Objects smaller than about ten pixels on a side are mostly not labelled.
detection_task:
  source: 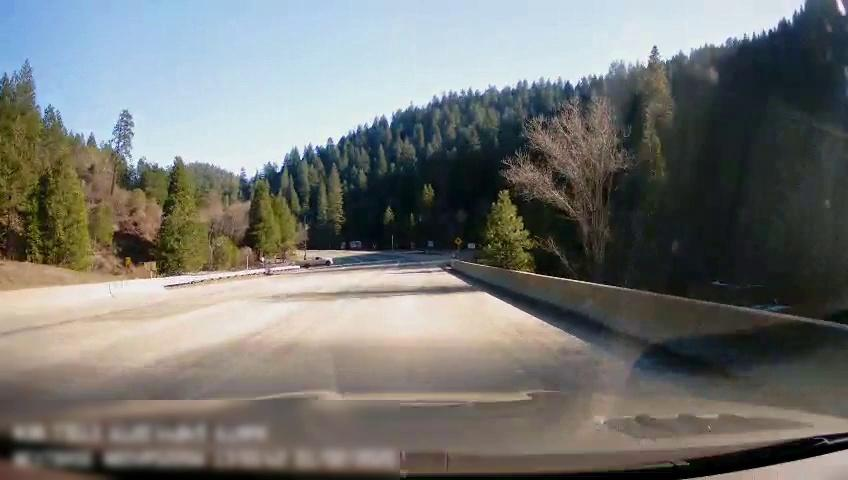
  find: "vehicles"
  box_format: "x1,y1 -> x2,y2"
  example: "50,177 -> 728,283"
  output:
306,256 -> 331,267
261,255 -> 290,267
